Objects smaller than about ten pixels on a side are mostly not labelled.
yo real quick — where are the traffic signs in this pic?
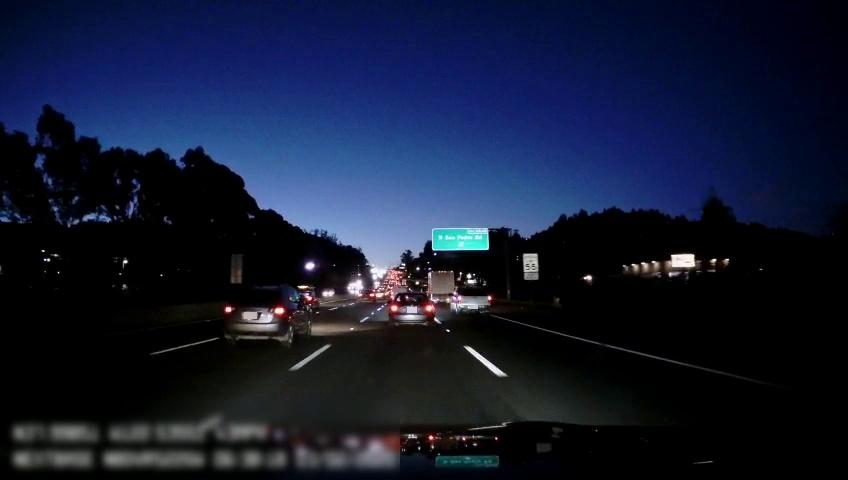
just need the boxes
[523,253,539,280]
[432,227,489,251]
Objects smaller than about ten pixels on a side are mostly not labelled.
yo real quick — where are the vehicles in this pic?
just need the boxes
[428,271,455,306]
[322,289,335,297]
[298,291,320,311]
[224,285,312,349]
[294,286,316,294]
[387,292,435,330]
[357,288,377,304]
[374,289,386,300]
[448,285,492,317]
[390,287,407,301]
